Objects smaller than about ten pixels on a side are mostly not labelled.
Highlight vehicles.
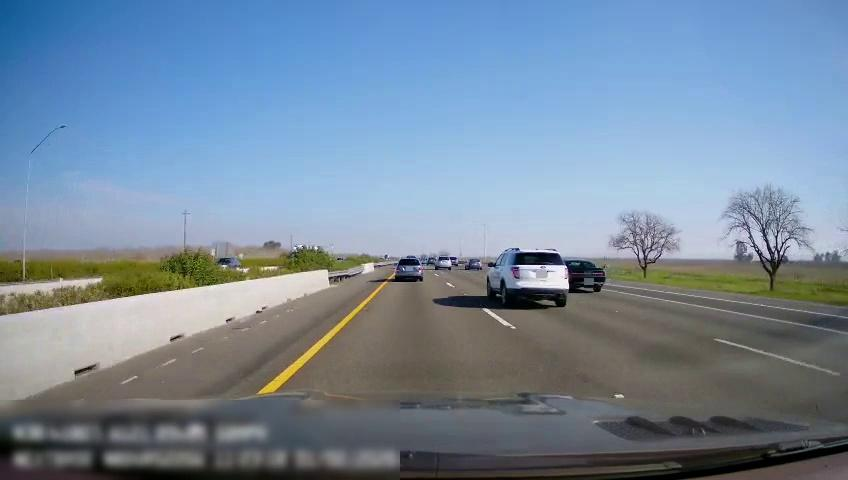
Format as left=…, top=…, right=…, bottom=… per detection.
left=212, top=257, right=242, bottom=269
left=463, top=258, right=482, bottom=271
left=449, top=255, right=459, bottom=266
left=434, top=254, right=453, bottom=270
left=486, top=249, right=570, bottom=308
left=395, top=258, right=424, bottom=282
left=562, top=259, right=608, bottom=294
